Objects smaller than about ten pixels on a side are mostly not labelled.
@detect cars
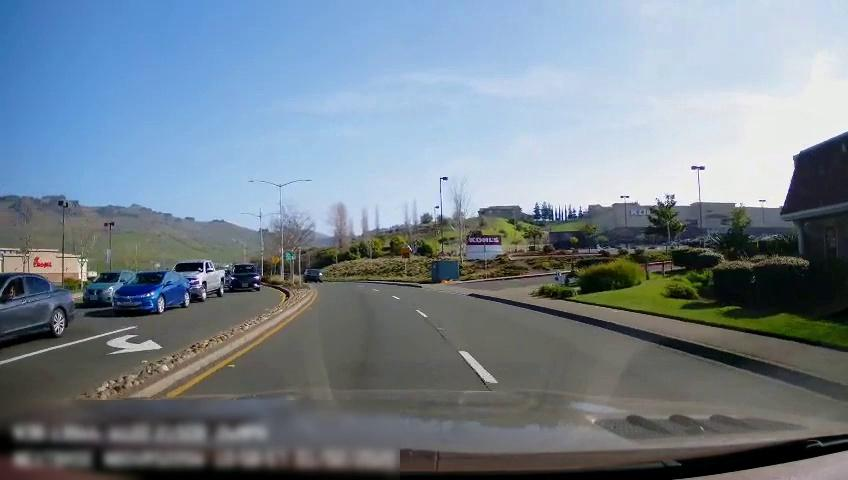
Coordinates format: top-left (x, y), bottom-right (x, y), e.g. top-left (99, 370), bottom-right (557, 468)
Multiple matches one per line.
top-left (0, 271), bottom-right (75, 343)
top-left (81, 271), bottom-right (138, 306)
top-left (302, 269), bottom-right (324, 284)
top-left (111, 270), bottom-right (194, 315)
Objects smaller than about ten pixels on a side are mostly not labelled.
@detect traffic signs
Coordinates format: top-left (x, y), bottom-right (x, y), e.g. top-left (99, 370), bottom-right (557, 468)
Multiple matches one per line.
top-left (399, 246), bottom-right (411, 258)
top-left (285, 253), bottom-right (297, 265)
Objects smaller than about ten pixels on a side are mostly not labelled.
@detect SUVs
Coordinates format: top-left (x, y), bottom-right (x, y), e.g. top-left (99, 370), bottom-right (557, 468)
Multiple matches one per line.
top-left (229, 263), bottom-right (264, 292)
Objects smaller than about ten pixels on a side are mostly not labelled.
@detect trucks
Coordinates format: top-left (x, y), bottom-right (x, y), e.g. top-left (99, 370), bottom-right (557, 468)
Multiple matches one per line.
top-left (173, 260), bottom-right (226, 303)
